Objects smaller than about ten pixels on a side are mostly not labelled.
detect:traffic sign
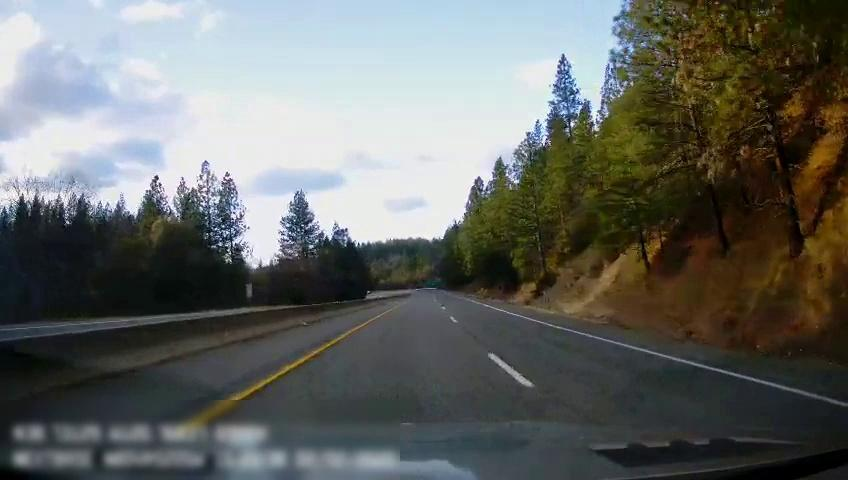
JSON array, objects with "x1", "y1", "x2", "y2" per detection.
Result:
[{"x1": 427, "y1": 280, "x2": 438, "y2": 286}]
